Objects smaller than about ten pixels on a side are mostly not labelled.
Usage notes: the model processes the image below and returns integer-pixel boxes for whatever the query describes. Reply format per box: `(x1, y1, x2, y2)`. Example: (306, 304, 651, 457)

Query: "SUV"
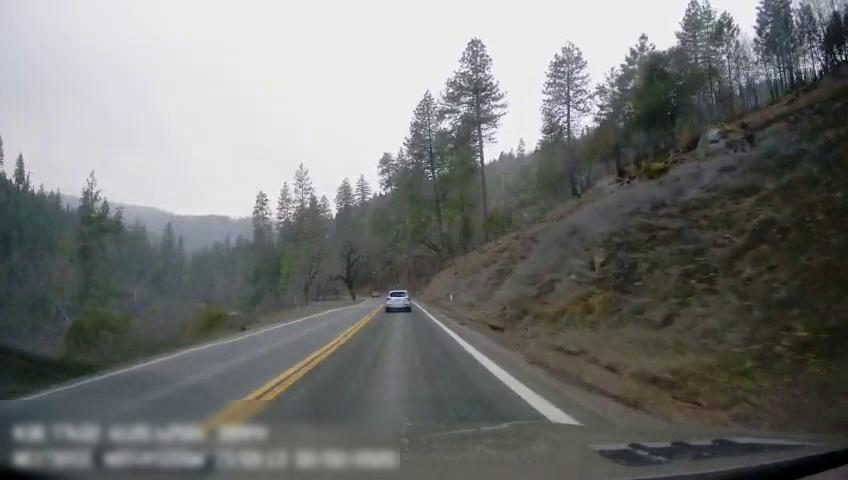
(385, 290, 411, 312)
